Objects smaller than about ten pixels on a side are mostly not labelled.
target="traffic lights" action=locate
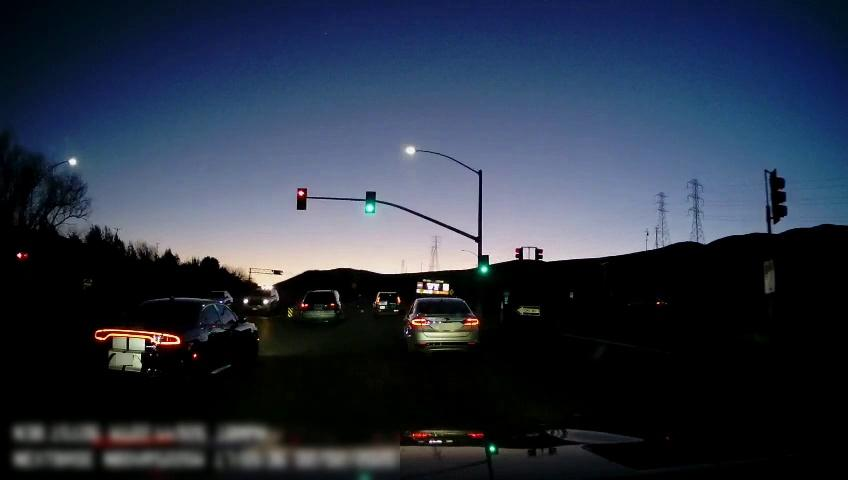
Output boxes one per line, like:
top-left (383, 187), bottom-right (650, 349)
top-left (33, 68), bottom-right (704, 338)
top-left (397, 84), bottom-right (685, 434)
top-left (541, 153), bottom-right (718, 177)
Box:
top-left (477, 255), bottom-right (490, 278)
top-left (364, 190), bottom-right (377, 214)
top-left (296, 187), bottom-right (308, 211)
top-left (769, 168), bottom-right (788, 225)
top-left (534, 248), bottom-right (544, 264)
top-left (515, 247), bottom-right (524, 263)
top-left (15, 251), bottom-right (28, 262)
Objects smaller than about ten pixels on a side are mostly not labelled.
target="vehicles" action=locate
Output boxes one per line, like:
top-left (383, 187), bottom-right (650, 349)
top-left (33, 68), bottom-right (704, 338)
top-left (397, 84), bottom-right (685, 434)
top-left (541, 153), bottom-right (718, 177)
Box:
top-left (371, 291), bottom-right (402, 315)
top-left (628, 295), bottom-right (668, 312)
top-left (397, 297), bottom-right (481, 360)
top-left (242, 288), bottom-right (280, 314)
top-left (200, 290), bottom-right (234, 314)
top-left (88, 295), bottom-right (262, 404)
top-left (298, 289), bottom-right (343, 327)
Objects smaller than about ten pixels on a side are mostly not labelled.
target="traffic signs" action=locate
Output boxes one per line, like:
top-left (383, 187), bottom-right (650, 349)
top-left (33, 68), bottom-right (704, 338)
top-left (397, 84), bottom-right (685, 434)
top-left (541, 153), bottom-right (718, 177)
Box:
top-left (516, 305), bottom-right (541, 317)
top-left (287, 306), bottom-right (294, 318)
